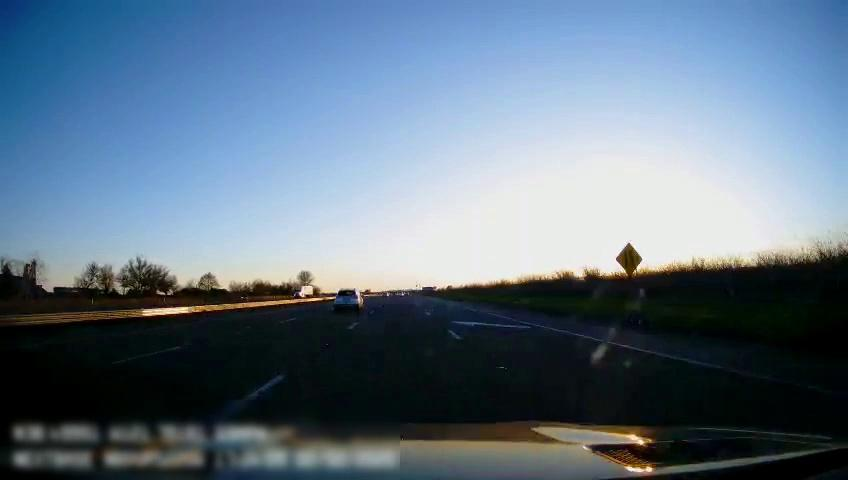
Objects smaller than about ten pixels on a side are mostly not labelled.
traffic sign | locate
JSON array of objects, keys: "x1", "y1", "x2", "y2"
[{"x1": 616, "y1": 242, "x2": 644, "y2": 278}]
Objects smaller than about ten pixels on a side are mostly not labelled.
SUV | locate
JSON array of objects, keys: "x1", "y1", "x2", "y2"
[{"x1": 333, "y1": 288, "x2": 364, "y2": 312}]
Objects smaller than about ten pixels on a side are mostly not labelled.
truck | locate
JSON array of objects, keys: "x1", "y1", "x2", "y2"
[{"x1": 292, "y1": 285, "x2": 314, "y2": 299}]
